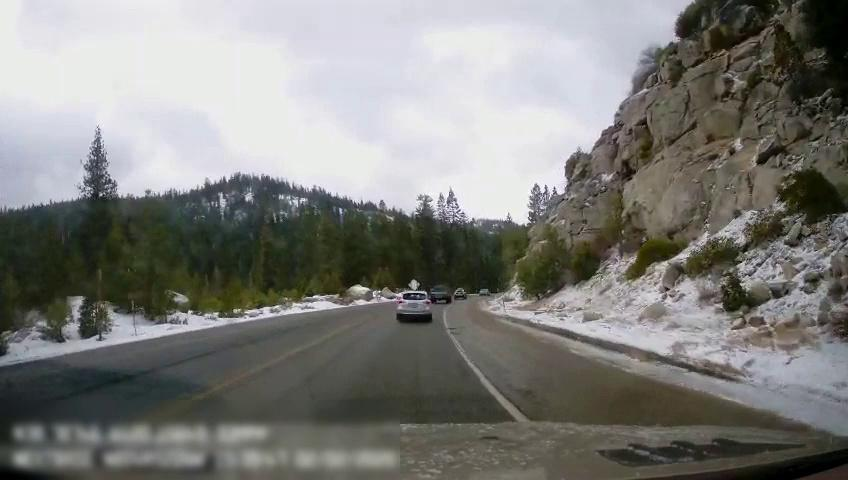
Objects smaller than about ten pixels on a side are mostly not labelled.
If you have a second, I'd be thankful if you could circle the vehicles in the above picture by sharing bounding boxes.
[429,285,451,303]
[479,289,490,296]
[454,288,467,299]
[396,291,433,321]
